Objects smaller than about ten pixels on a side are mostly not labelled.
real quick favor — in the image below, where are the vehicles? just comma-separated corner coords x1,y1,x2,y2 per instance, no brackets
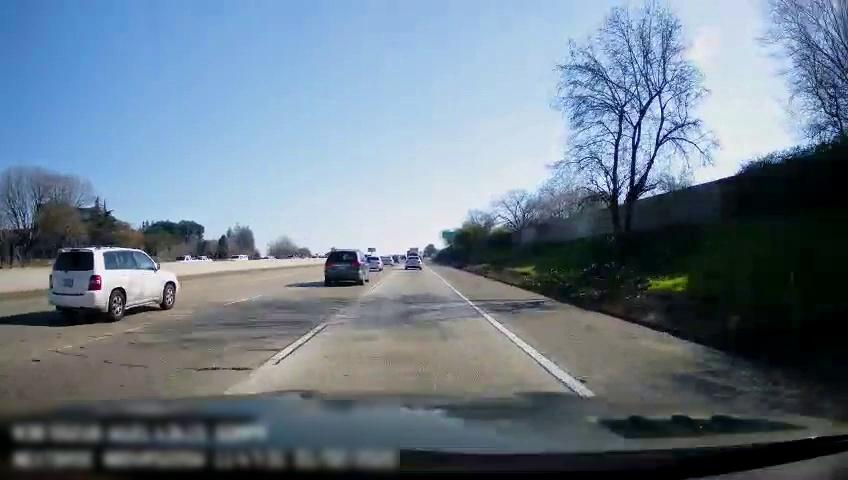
229,255,248,262
324,251,370,286
380,255,395,266
367,256,384,272
194,255,214,263
175,255,195,263
404,255,423,271
48,247,178,324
